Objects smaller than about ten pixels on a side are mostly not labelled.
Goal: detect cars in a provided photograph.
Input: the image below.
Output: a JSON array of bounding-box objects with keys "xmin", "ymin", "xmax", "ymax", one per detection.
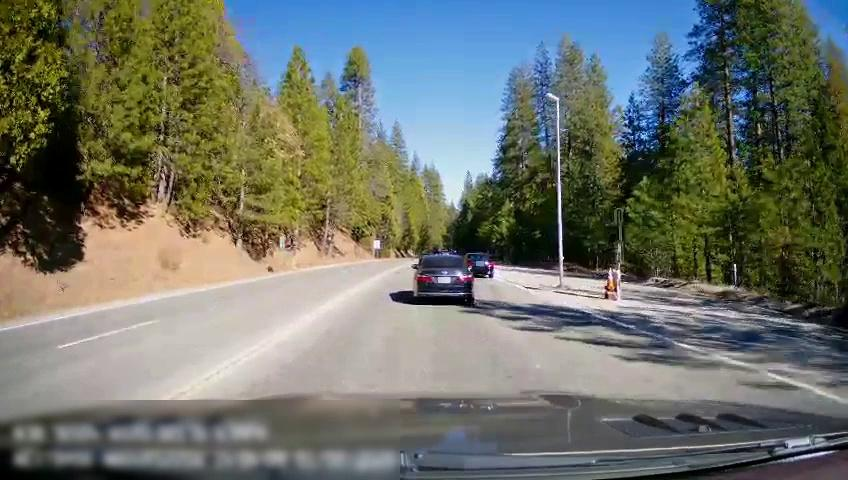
[
  {"xmin": 462, "ymin": 252, "xmax": 496, "ymax": 279},
  {"xmin": 410, "ymin": 254, "xmax": 474, "ymax": 303}
]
